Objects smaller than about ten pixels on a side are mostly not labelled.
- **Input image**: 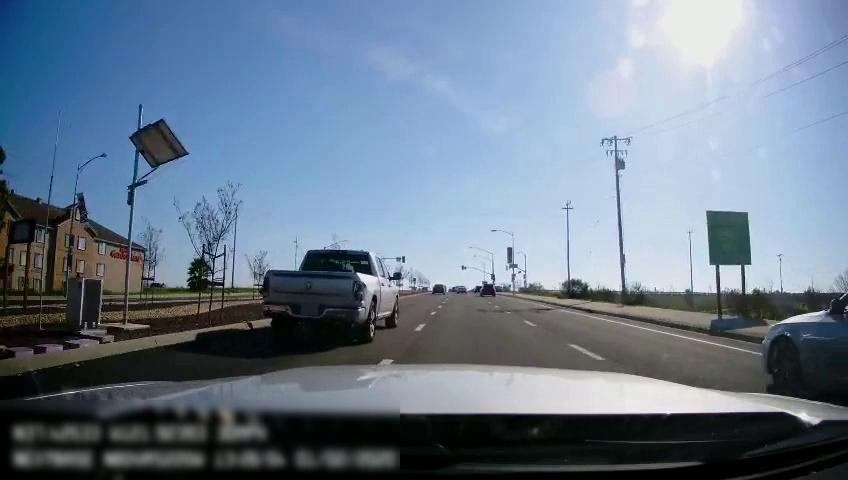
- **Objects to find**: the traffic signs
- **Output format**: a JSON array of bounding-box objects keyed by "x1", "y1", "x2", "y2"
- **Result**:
[{"x1": 706, "y1": 209, "x2": 753, "y2": 266}]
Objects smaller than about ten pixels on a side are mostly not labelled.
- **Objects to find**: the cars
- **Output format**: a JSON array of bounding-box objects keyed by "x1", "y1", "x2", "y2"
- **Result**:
[
  {"x1": 454, "y1": 285, "x2": 467, "y2": 295},
  {"x1": 479, "y1": 284, "x2": 496, "y2": 297},
  {"x1": 762, "y1": 291, "x2": 848, "y2": 391},
  {"x1": 432, "y1": 283, "x2": 446, "y2": 296}
]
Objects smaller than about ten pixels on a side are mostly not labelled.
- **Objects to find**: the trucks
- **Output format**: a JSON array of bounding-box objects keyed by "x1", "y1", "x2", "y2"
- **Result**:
[{"x1": 262, "y1": 249, "x2": 403, "y2": 345}]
